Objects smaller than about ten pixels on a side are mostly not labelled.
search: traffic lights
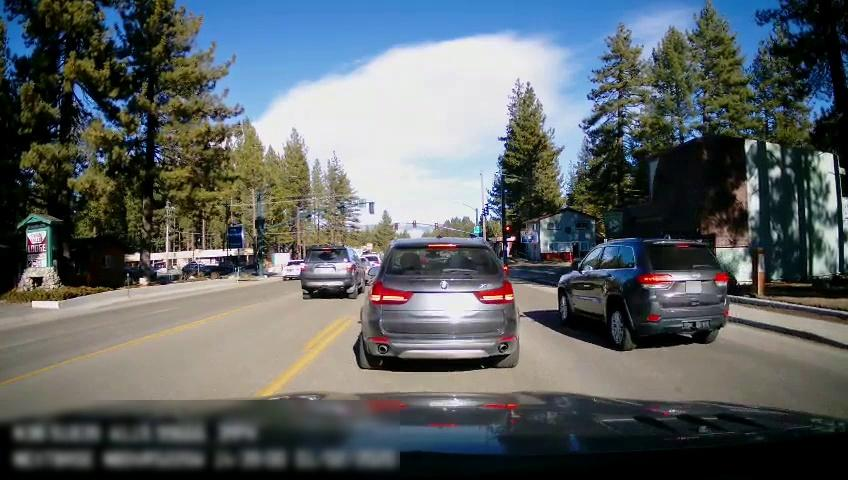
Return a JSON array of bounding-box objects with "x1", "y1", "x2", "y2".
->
[
  {"x1": 368, "y1": 202, "x2": 374, "y2": 215},
  {"x1": 505, "y1": 226, "x2": 511, "y2": 238},
  {"x1": 340, "y1": 204, "x2": 345, "y2": 215},
  {"x1": 484, "y1": 204, "x2": 490, "y2": 218}
]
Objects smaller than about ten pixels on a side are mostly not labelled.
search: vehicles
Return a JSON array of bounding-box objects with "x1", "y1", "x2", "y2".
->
[
  {"x1": 361, "y1": 255, "x2": 380, "y2": 267},
  {"x1": 281, "y1": 260, "x2": 304, "y2": 281},
  {"x1": 185, "y1": 261, "x2": 208, "y2": 273},
  {"x1": 360, "y1": 237, "x2": 520, "y2": 372},
  {"x1": 556, "y1": 237, "x2": 730, "y2": 351},
  {"x1": 149, "y1": 261, "x2": 170, "y2": 276},
  {"x1": 360, "y1": 260, "x2": 370, "y2": 285},
  {"x1": 122, "y1": 265, "x2": 138, "y2": 280},
  {"x1": 299, "y1": 246, "x2": 363, "y2": 299}
]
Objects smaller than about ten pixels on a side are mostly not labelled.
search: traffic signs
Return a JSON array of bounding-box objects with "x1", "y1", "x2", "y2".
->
[{"x1": 473, "y1": 224, "x2": 483, "y2": 234}]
